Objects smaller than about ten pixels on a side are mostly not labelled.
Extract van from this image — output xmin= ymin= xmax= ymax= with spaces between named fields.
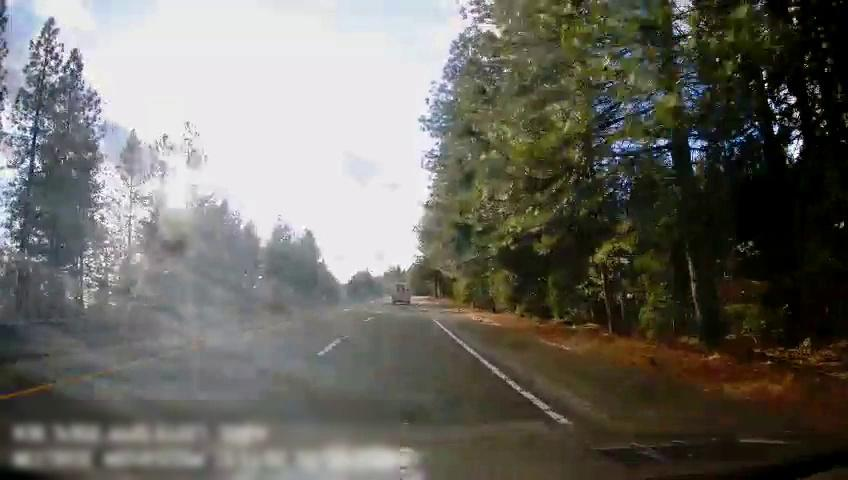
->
xmin=390 ymin=283 xmax=413 ymax=304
